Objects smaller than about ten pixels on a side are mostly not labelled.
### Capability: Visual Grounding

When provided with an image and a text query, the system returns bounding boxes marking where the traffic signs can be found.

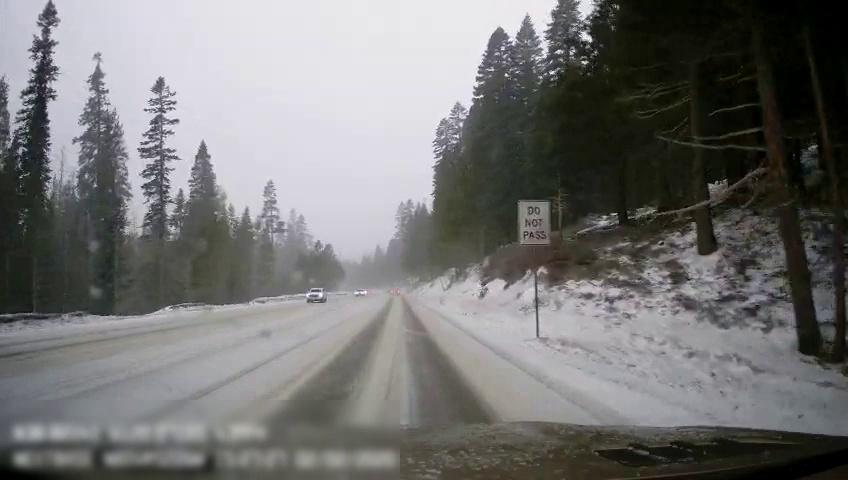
[516,198,552,248]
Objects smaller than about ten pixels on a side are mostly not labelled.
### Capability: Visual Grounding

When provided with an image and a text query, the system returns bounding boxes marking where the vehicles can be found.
[354,289,367,297]
[305,287,328,304]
